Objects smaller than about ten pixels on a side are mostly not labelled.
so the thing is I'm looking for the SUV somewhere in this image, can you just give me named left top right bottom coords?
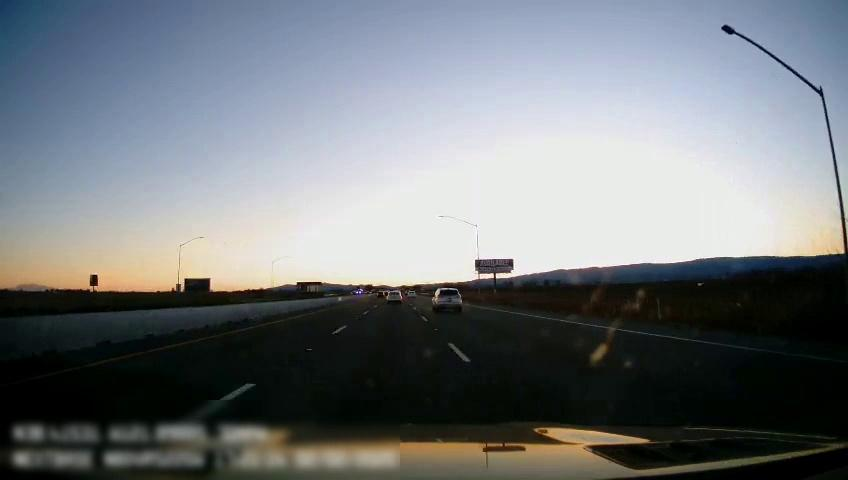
left=431, top=287, right=463, bottom=312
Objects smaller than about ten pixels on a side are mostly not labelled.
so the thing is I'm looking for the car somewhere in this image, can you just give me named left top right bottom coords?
left=386, top=290, right=403, bottom=303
